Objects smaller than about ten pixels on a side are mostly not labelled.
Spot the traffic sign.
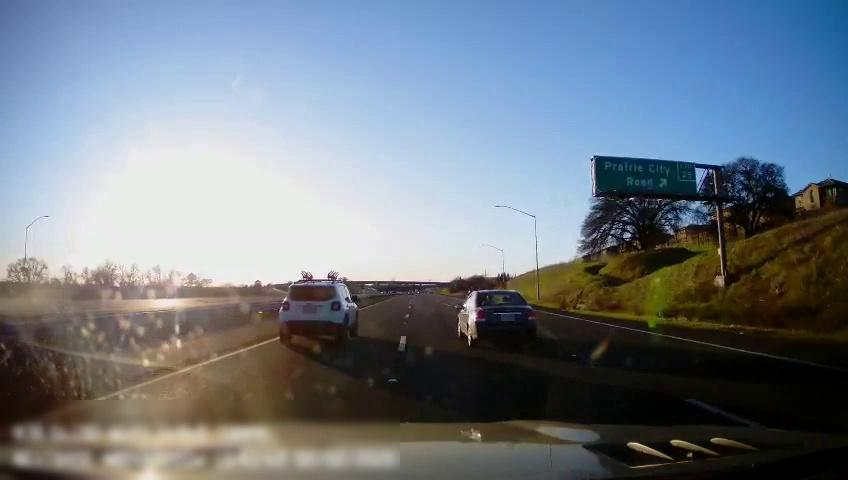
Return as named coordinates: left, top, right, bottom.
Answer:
left=592, top=155, right=699, bottom=197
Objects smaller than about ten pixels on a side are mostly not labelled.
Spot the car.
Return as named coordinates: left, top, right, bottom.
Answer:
left=454, top=289, right=537, bottom=349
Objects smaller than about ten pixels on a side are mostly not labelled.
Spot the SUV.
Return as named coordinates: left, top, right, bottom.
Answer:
left=277, top=283, right=361, bottom=346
